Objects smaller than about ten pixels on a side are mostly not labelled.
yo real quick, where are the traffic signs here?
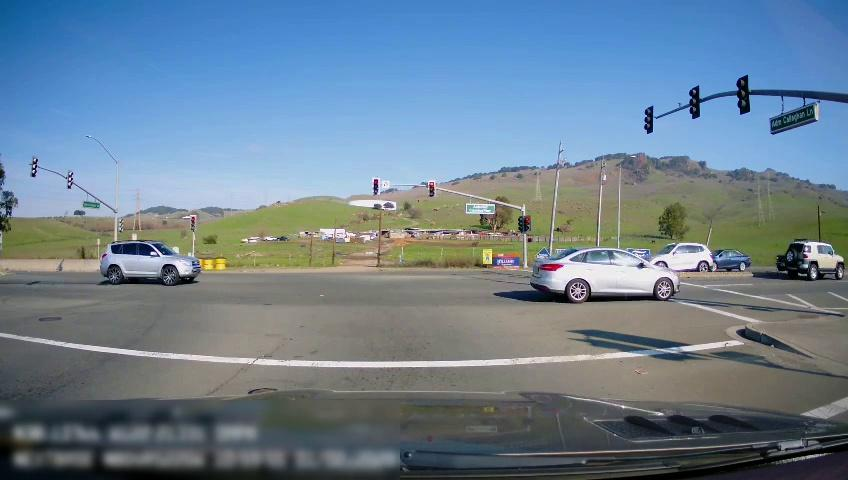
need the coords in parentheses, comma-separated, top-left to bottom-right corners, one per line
(464, 201, 497, 216)
(768, 100, 821, 135)
(82, 199, 101, 209)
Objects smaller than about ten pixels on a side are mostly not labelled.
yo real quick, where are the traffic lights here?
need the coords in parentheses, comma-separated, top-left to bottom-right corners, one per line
(426, 178, 437, 197)
(523, 214, 532, 232)
(189, 214, 198, 232)
(30, 156, 40, 178)
(116, 215, 125, 233)
(687, 84, 702, 120)
(735, 74, 751, 115)
(372, 177, 381, 196)
(66, 169, 75, 190)
(643, 104, 655, 135)
(516, 215, 525, 232)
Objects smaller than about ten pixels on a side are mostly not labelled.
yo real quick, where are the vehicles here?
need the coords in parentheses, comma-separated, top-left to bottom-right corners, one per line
(708, 248, 753, 273)
(528, 246, 681, 305)
(641, 241, 714, 273)
(98, 239, 202, 287)
(775, 254, 789, 271)
(783, 238, 846, 282)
